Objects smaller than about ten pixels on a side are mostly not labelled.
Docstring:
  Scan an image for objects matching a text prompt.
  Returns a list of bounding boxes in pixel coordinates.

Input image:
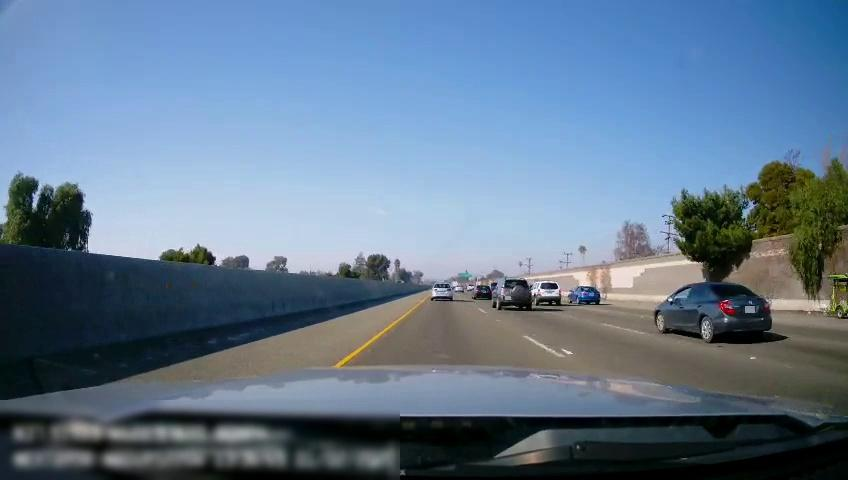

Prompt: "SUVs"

[491,278,532,310]
[530,281,562,306]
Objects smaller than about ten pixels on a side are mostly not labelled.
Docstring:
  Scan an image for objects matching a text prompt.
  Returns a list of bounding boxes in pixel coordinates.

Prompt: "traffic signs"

[460,273,472,278]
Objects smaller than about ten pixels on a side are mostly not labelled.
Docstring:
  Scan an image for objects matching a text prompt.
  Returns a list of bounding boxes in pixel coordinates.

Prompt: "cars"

[430,283,455,301]
[568,286,600,304]
[653,282,772,344]
[472,285,494,300]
